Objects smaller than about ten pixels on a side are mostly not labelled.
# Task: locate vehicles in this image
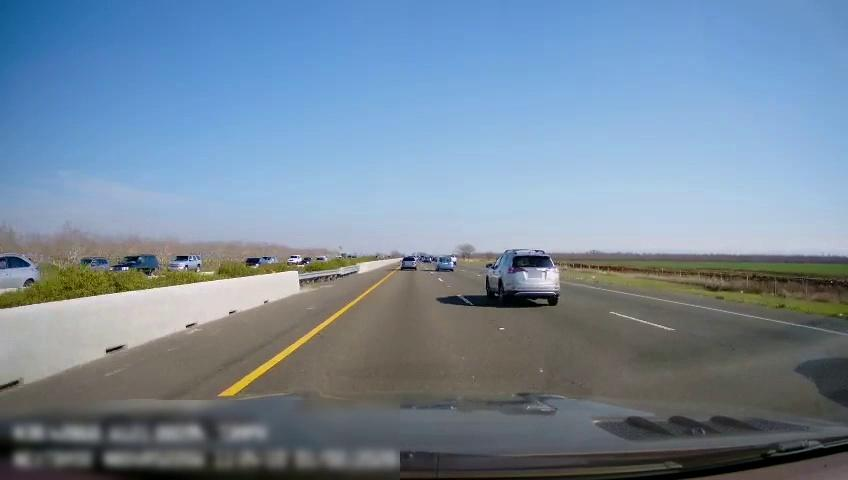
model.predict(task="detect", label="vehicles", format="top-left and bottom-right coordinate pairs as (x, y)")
top-left (167, 255), bottom-right (202, 274)
top-left (485, 247), bottom-right (561, 307)
top-left (111, 255), bottom-right (160, 276)
top-left (0, 255), bottom-right (41, 289)
top-left (242, 257), bottom-right (267, 268)
top-left (79, 257), bottom-right (111, 272)
top-left (401, 256), bottom-right (418, 270)
top-left (302, 257), bottom-right (314, 265)
top-left (287, 254), bottom-right (302, 266)
top-left (435, 255), bottom-right (455, 272)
